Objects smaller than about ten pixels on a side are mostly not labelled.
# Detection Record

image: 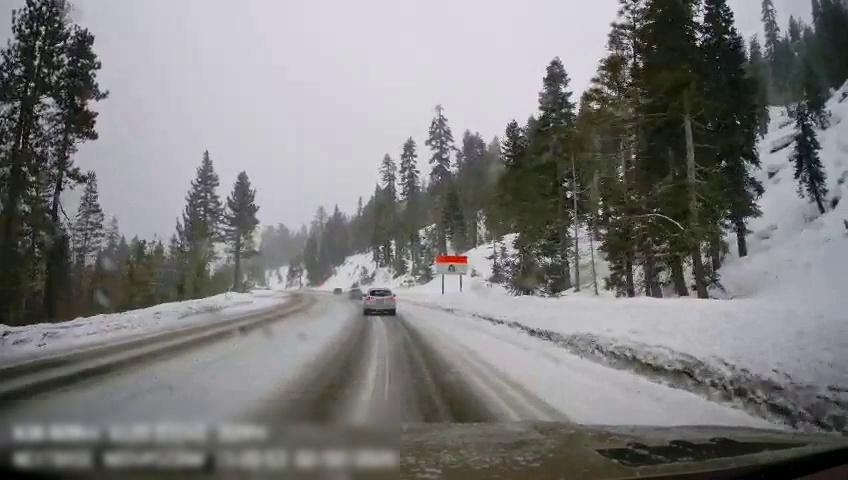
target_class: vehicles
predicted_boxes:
[332,287,344,296]
[362,288,398,316]
[348,289,364,301]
